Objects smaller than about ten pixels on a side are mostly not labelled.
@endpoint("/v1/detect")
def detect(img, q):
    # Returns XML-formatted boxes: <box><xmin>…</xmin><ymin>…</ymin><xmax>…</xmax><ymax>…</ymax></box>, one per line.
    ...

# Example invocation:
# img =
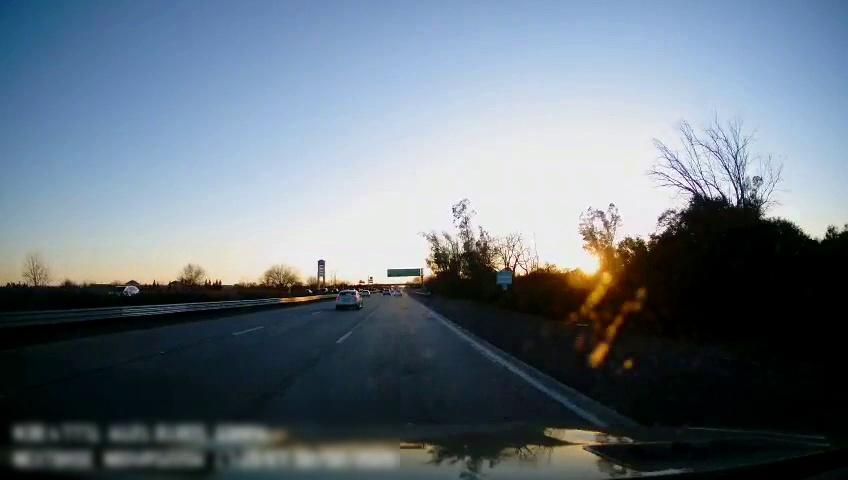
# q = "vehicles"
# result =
<box><xmin>336</xmin><ymin>289</ymin><xmax>364</xmax><ymax>311</ymax></box>
<box><xmin>108</xmin><ymin>285</ymin><xmax>140</xmax><ymax>300</ymax></box>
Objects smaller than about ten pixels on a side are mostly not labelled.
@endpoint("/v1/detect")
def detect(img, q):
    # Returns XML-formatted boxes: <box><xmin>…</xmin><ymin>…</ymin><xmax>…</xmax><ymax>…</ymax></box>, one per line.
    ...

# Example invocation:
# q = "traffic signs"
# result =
<box><xmin>386</xmin><ymin>269</ymin><xmax>421</xmax><ymax>277</ymax></box>
<box><xmin>496</xmin><ymin>270</ymin><xmax>513</xmax><ymax>284</ymax></box>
